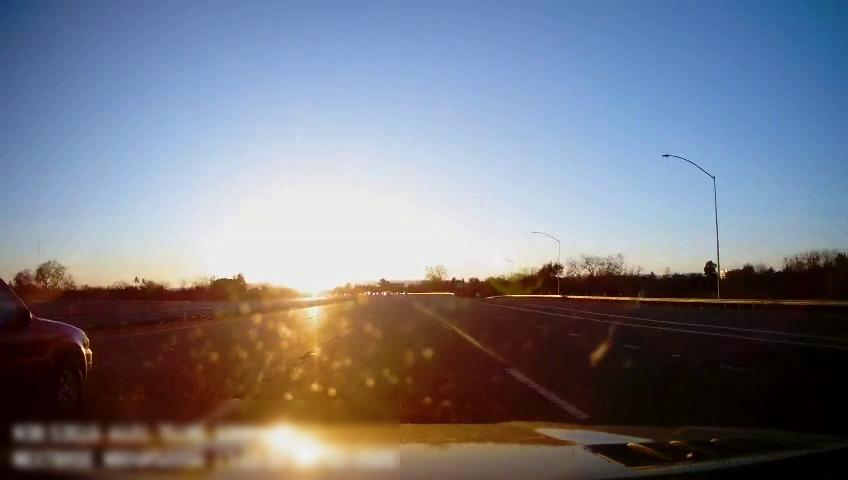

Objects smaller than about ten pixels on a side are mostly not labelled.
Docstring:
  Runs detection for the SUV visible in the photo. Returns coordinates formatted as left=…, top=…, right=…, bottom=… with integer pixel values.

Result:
left=0, top=277, right=93, bottom=421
